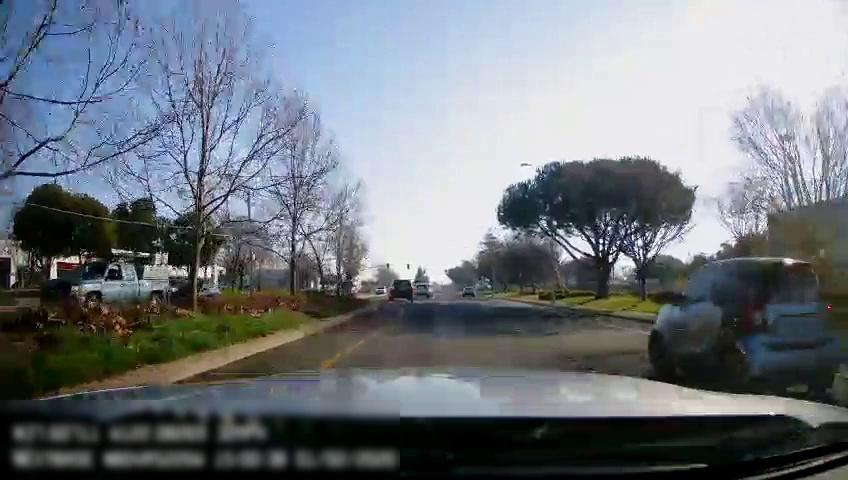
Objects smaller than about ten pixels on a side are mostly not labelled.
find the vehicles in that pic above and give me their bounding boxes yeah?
[409,279,432,300]
[37,262,171,317]
[645,254,841,404]
[461,286,475,297]
[388,280,414,301]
